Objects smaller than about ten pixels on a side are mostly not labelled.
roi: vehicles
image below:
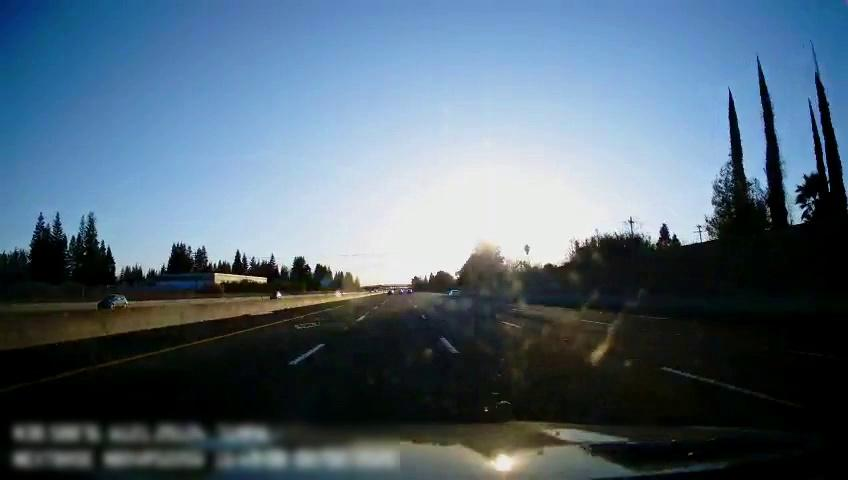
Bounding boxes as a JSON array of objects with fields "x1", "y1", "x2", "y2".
[
  {"x1": 448, "y1": 289, "x2": 461, "y2": 299},
  {"x1": 269, "y1": 290, "x2": 282, "y2": 299},
  {"x1": 96, "y1": 294, "x2": 128, "y2": 311}
]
